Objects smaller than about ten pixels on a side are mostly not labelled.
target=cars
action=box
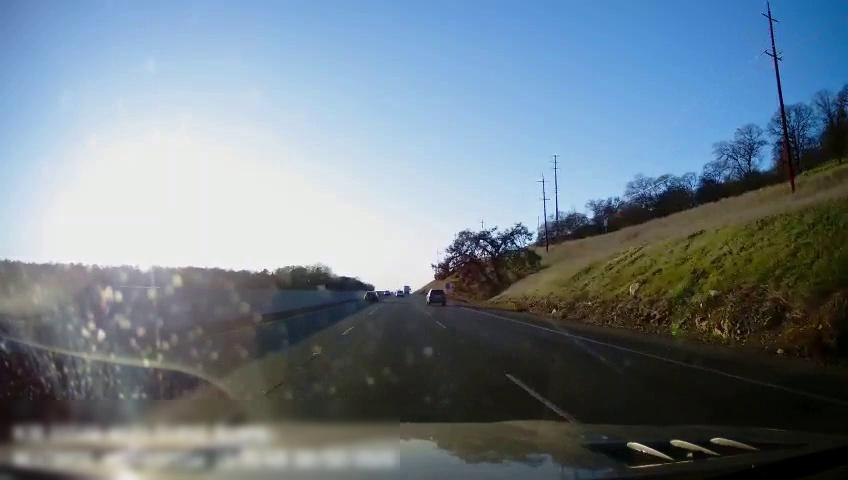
[426,289,446,306]
[363,290,379,304]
